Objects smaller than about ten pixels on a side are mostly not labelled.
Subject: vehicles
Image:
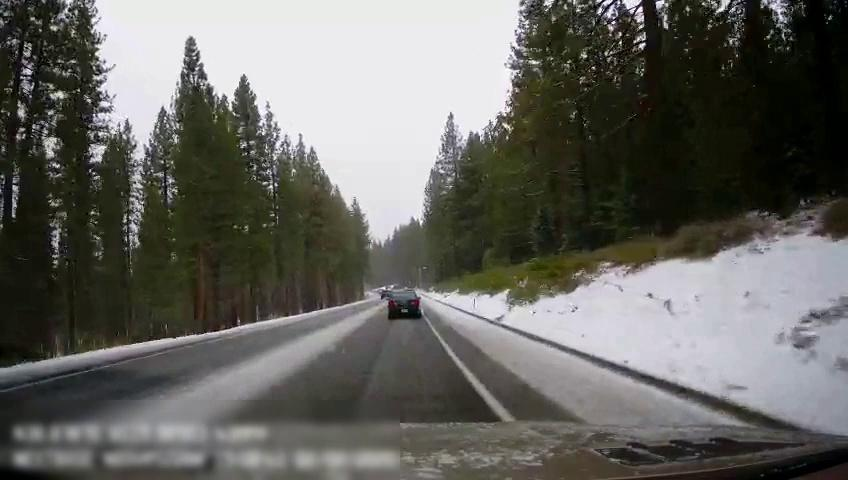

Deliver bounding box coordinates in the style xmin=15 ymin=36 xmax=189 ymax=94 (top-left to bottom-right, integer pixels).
xmin=380 ymin=289 xmax=392 ymax=301
xmin=386 ymin=289 xmax=422 ymax=320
